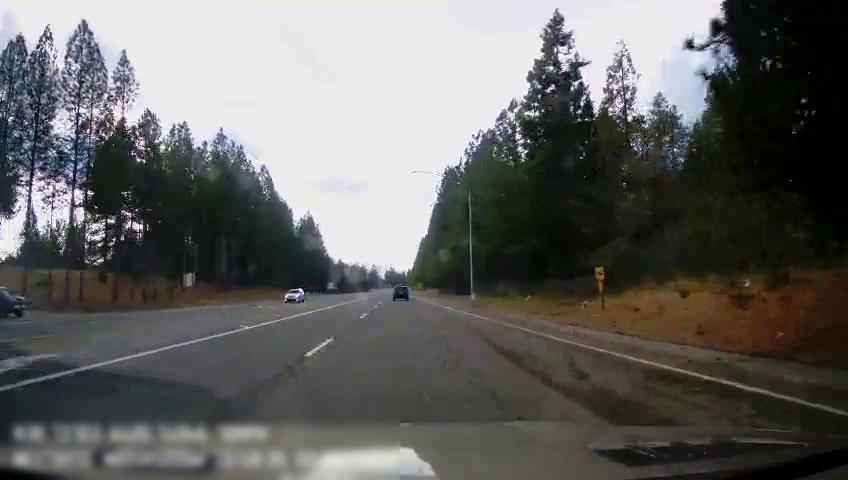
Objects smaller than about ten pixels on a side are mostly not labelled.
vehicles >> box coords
[0,286,26,319]
[393,286,409,301]
[284,289,306,304]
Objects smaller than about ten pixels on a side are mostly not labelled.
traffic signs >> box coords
[596,265,605,280]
